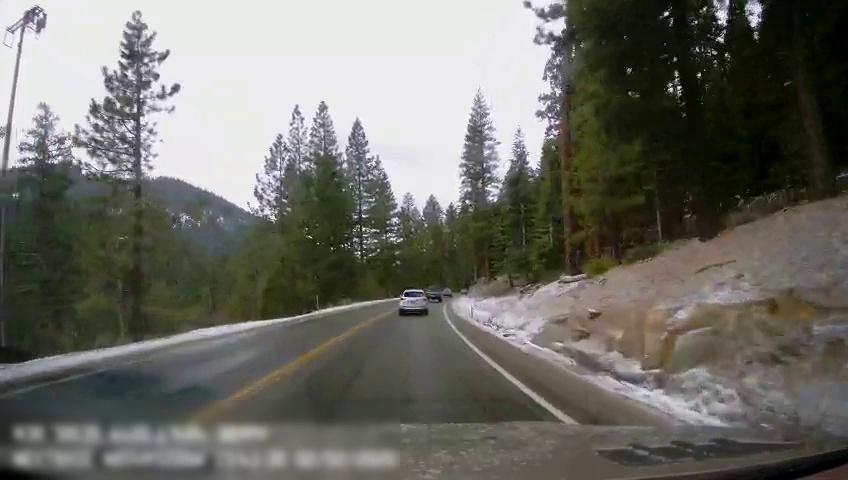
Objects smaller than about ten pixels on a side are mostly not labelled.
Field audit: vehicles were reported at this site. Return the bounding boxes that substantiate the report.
[398,289,427,315]
[442,288,453,298]
[425,287,443,303]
